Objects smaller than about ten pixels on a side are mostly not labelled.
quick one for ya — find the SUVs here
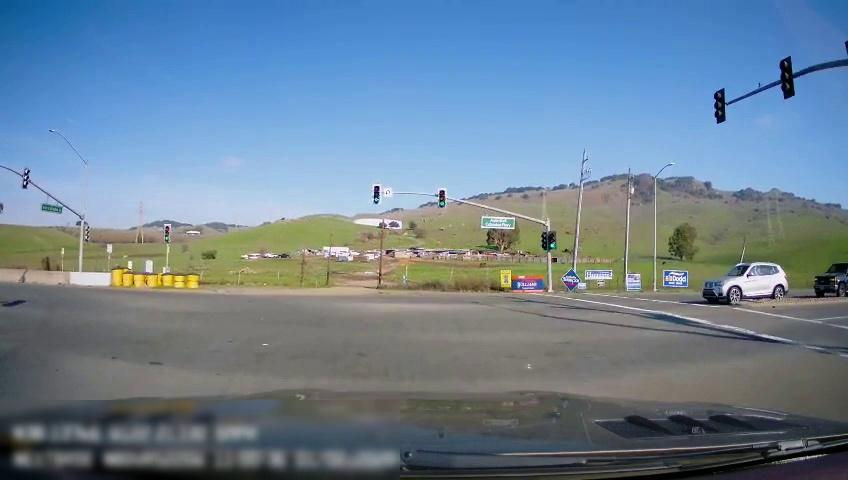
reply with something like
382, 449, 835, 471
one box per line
812, 262, 848, 297
702, 261, 790, 305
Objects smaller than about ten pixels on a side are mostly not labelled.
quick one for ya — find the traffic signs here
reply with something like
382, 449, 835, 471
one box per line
106, 243, 113, 254
479, 215, 517, 231
39, 202, 64, 215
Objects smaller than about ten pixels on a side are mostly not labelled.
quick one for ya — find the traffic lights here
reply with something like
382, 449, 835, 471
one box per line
844, 40, 848, 56
437, 188, 448, 209
712, 86, 727, 125
371, 183, 383, 206
778, 54, 796, 100
81, 223, 92, 243
540, 230, 549, 251
162, 223, 172, 244
547, 231, 558, 251
20, 166, 32, 190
